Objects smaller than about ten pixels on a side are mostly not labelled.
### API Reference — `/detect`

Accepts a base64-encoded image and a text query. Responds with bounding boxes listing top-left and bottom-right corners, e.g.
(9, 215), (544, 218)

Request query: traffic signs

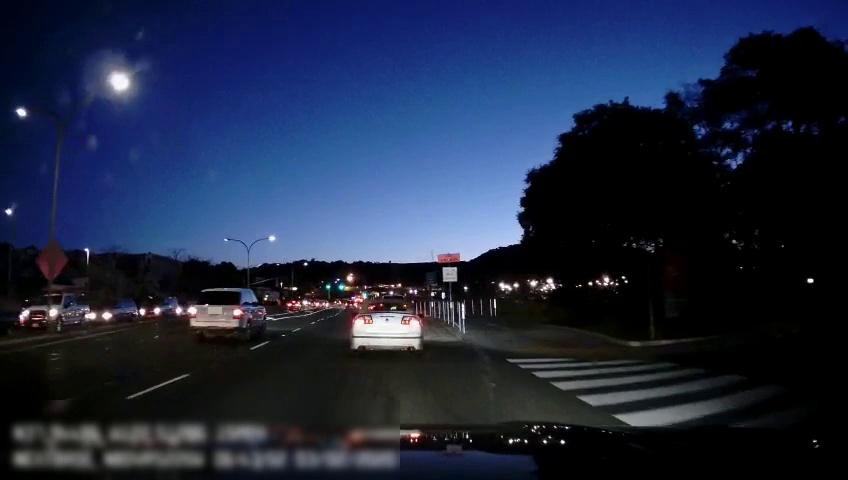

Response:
(438, 253), (460, 264)
(442, 266), (458, 283)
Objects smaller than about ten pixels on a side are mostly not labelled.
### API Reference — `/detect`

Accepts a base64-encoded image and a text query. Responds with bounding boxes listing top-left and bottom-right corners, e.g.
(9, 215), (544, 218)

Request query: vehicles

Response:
(18, 293), (90, 333)
(350, 299), (426, 359)
(175, 298), (193, 319)
(382, 295), (404, 300)
(87, 297), (138, 326)
(287, 300), (302, 312)
(139, 297), (179, 321)
(186, 287), (268, 343)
